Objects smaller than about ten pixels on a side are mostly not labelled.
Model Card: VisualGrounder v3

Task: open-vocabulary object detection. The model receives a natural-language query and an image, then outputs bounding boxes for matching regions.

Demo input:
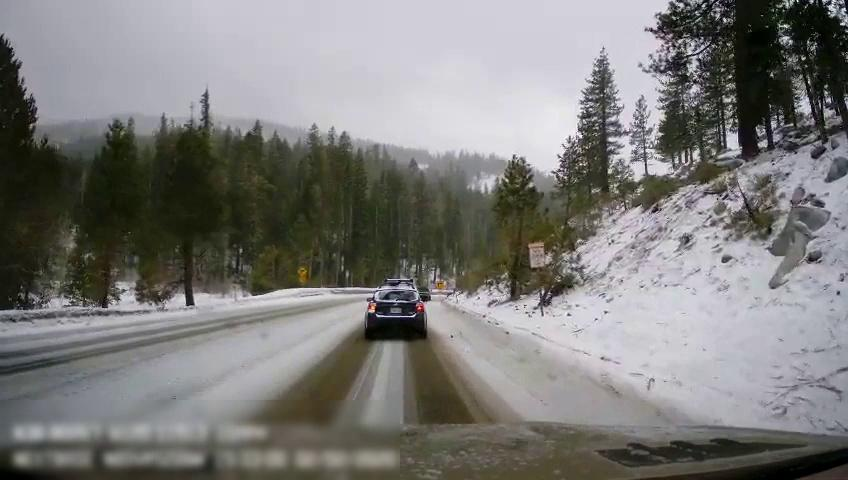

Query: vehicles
[417,286,432,302]
[364,279,428,342]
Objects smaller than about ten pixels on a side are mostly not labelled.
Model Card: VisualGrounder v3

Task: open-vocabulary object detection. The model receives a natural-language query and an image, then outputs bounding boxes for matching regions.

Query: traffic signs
[527,242,546,269]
